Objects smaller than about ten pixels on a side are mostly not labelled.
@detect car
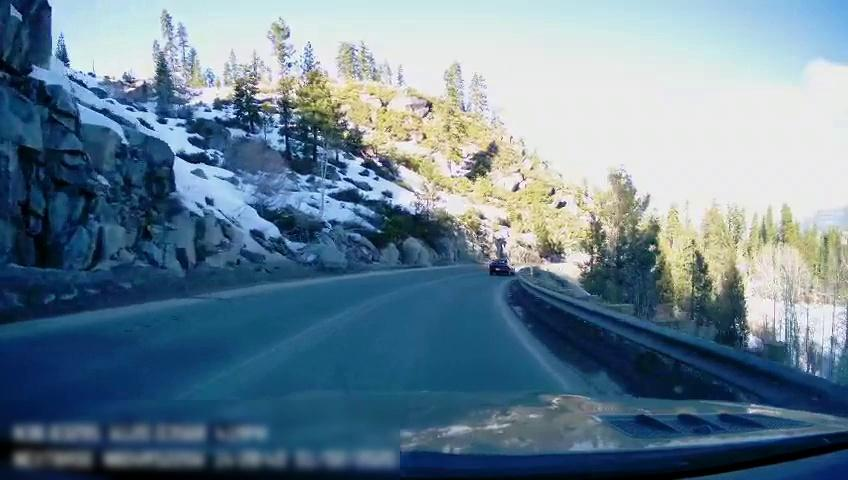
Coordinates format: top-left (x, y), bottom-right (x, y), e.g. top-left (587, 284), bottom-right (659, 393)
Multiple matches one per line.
top-left (488, 258), bottom-right (514, 276)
